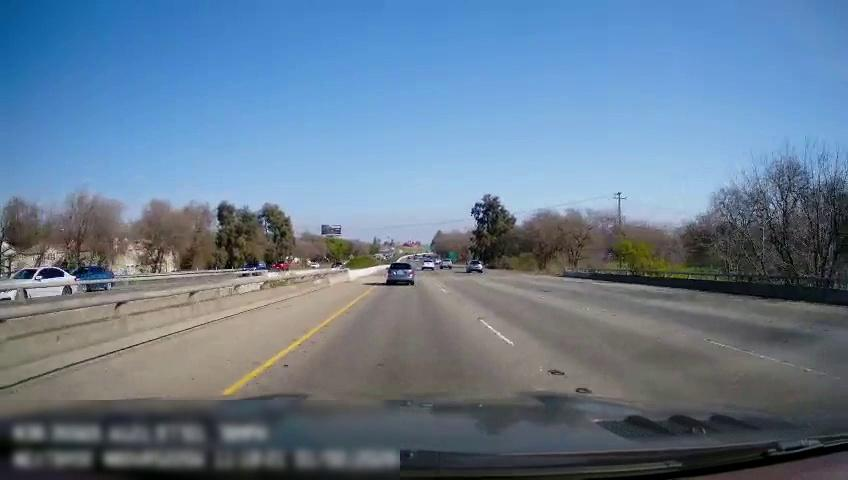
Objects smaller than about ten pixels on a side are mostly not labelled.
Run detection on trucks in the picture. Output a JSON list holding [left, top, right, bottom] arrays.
[[439, 259, 453, 269]]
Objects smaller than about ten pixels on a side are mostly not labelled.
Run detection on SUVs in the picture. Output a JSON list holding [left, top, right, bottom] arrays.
[[385, 263, 415, 286], [421, 260, 434, 271], [271, 260, 289, 272], [465, 259, 483, 273]]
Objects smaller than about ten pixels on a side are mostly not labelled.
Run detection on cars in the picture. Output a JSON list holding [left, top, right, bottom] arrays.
[[241, 262, 269, 277], [70, 266, 115, 294], [0, 267, 78, 300]]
